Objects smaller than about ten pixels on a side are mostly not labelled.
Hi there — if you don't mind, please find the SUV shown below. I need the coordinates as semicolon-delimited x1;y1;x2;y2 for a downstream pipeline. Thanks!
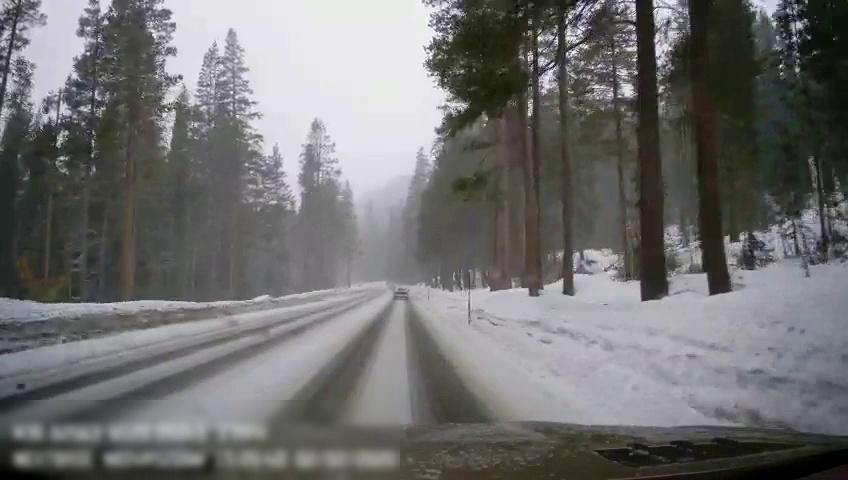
392;285;410;301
